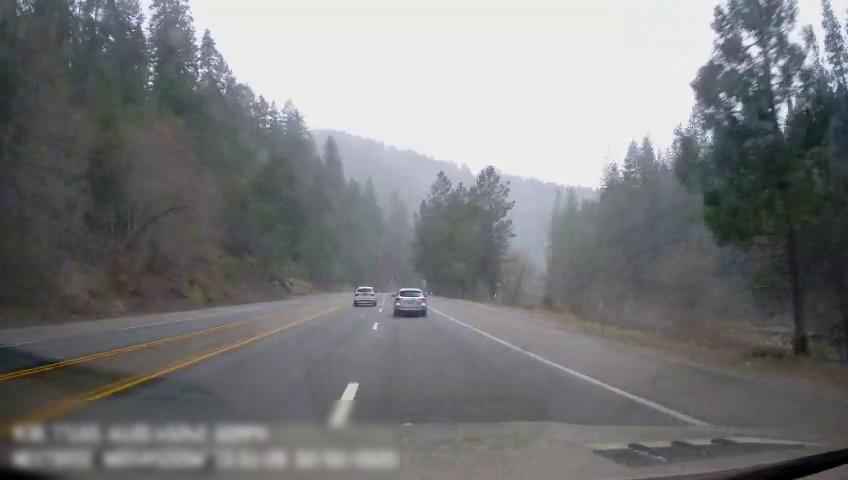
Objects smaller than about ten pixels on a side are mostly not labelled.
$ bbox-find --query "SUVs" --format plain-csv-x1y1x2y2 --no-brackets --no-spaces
353,286,378,306
392,288,427,316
